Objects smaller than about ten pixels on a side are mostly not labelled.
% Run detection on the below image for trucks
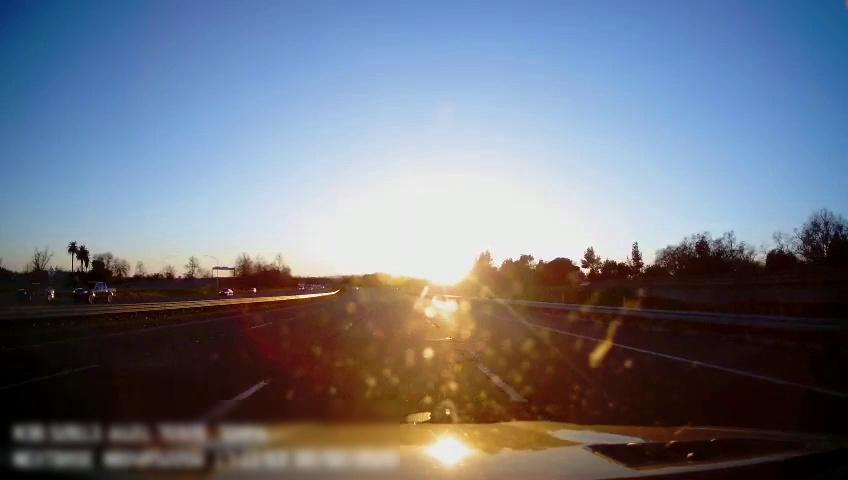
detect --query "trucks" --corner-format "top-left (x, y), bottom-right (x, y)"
top-left (72, 281), bottom-right (116, 304)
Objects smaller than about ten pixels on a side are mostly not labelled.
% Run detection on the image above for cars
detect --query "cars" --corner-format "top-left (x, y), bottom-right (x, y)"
top-left (218, 288), bottom-right (234, 297)
top-left (12, 283), bottom-right (55, 303)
